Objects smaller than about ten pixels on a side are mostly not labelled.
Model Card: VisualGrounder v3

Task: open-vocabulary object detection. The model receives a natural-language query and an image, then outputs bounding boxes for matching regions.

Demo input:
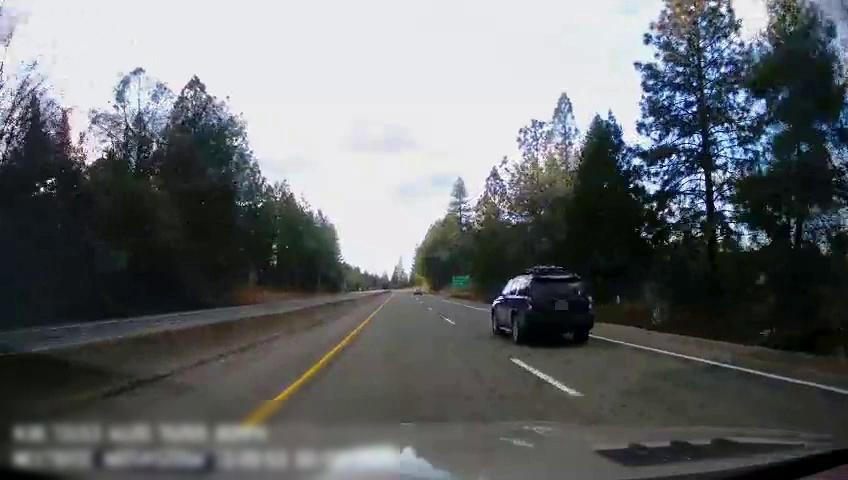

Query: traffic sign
[451,275,473,288]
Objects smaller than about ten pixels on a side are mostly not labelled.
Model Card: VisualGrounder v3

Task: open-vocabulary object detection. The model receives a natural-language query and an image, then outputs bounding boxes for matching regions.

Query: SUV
[491,265,595,346]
